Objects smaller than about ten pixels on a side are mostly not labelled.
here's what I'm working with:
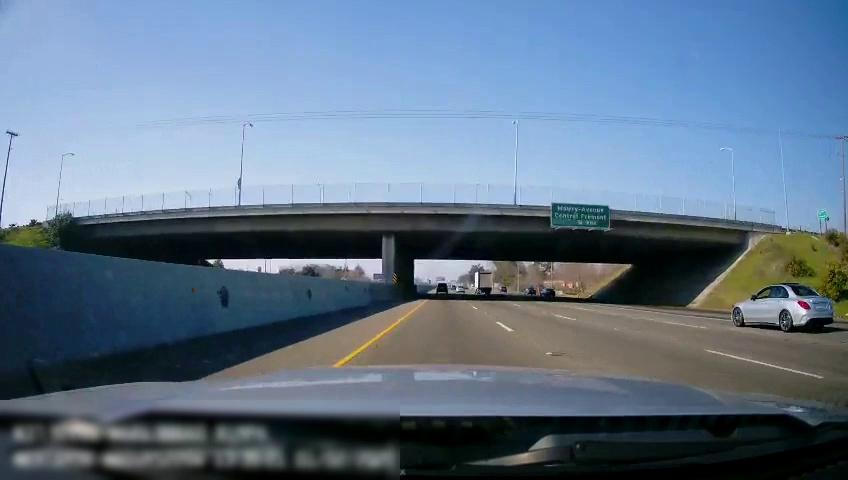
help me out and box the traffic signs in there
[550,201,612,231]
[392,272,399,284]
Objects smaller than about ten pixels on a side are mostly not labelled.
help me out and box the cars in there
[539,288,556,297]
[524,288,537,296]
[731,282,834,333]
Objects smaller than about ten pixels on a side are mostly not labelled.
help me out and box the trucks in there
[474,272,493,294]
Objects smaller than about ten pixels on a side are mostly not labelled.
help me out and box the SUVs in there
[436,283,448,294]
